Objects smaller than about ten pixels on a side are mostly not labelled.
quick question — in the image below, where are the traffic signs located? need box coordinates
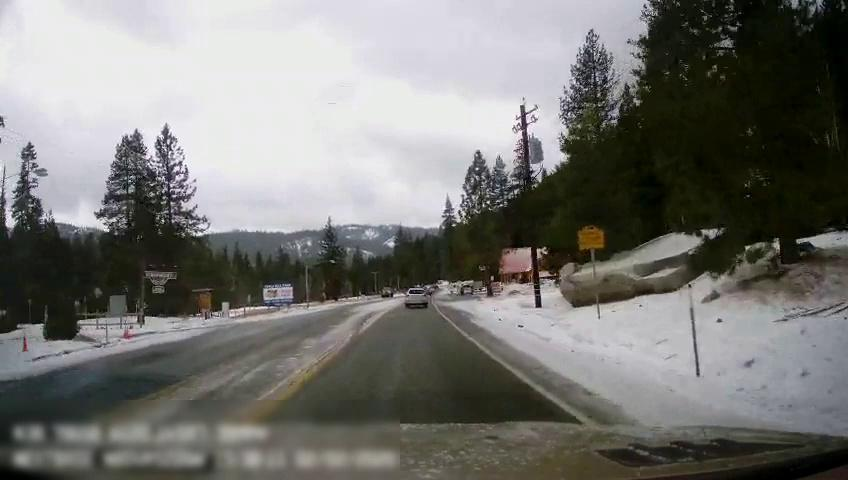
[578,226,604,250]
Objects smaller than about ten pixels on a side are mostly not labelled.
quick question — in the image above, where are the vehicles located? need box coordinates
[405,288,428,308]
[420,286,432,296]
[450,280,482,294]
[381,286,394,297]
